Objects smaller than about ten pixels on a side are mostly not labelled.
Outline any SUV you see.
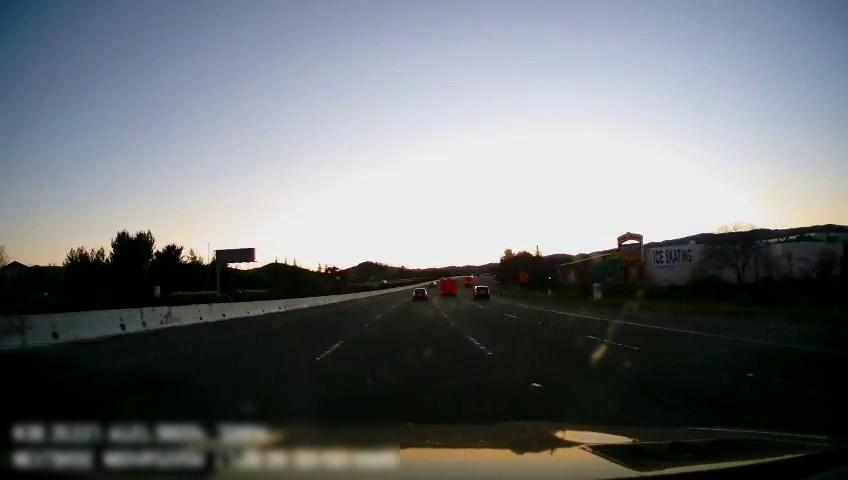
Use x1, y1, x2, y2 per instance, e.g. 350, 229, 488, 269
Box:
473, 286, 491, 300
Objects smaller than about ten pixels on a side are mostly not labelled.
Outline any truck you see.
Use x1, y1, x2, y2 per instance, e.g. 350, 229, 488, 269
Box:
440, 279, 458, 297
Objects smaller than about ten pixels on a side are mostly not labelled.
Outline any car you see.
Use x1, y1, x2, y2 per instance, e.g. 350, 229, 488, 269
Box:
412, 288, 428, 302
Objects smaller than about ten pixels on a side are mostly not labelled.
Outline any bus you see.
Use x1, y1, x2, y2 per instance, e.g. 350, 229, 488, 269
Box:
464, 277, 475, 288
